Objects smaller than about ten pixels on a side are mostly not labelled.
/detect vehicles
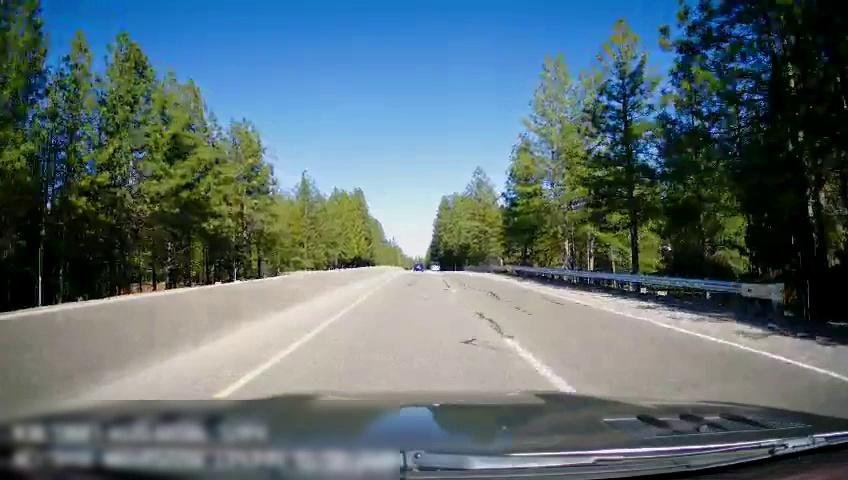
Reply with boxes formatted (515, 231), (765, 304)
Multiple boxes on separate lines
(413, 263), (425, 273)
(430, 263), (441, 272)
